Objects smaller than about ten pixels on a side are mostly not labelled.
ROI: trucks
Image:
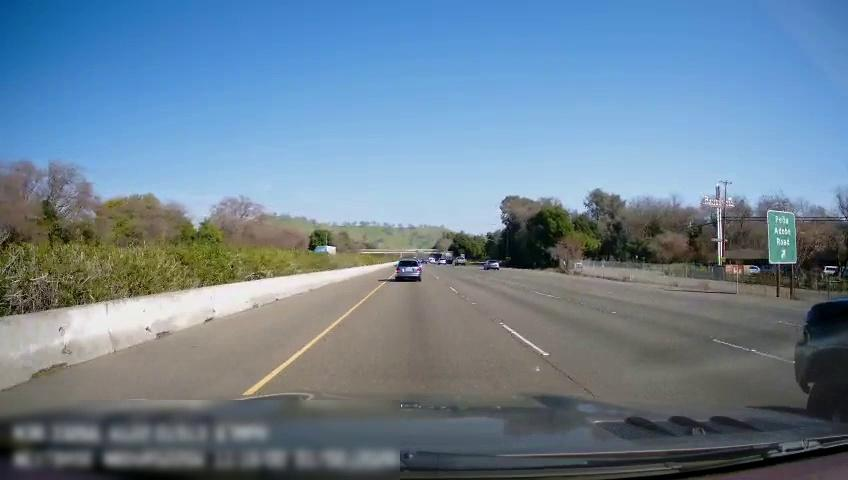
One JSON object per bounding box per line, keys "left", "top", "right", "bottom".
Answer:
{"left": 454, "top": 256, "right": 466, "bottom": 266}
{"left": 314, "top": 245, "right": 337, "bottom": 256}
{"left": 444, "top": 250, "right": 453, "bottom": 264}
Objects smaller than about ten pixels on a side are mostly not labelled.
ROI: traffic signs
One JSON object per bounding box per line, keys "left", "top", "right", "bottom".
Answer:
{"left": 766, "top": 209, "right": 798, "bottom": 265}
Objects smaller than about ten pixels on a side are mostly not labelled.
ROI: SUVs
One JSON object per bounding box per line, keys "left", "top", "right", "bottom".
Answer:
{"left": 394, "top": 259, "right": 422, "bottom": 281}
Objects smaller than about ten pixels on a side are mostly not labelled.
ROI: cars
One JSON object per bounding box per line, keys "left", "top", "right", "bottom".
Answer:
{"left": 483, "top": 259, "right": 500, "bottom": 271}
